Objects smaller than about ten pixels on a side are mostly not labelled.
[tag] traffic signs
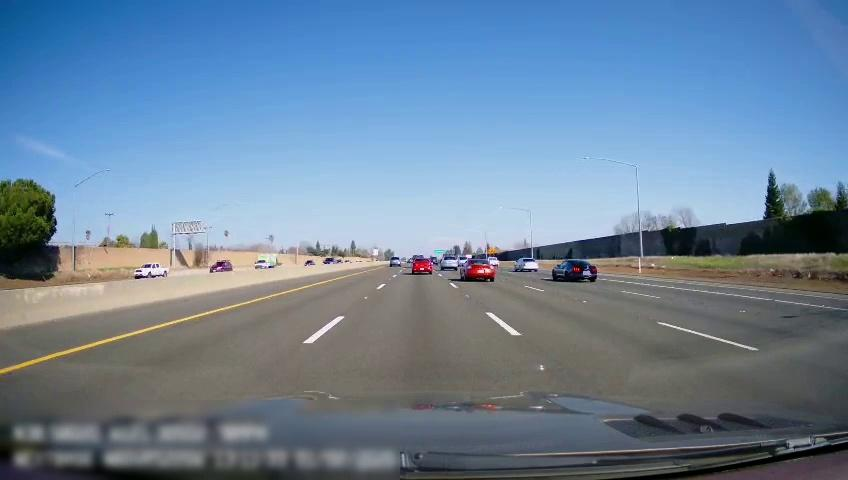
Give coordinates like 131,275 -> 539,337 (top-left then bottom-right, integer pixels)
432,249 -> 444,256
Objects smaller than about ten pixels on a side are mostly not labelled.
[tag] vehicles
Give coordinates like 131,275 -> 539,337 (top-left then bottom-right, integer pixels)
133,263 -> 169,279
209,260 -> 234,274
304,259 -> 317,266
430,256 -> 439,266
458,257 -> 467,267
458,258 -> 496,283
411,255 -> 425,260
253,255 -> 276,270
439,254 -> 459,270
411,257 -> 433,275
513,257 -> 540,272
486,256 -> 500,268
321,257 -> 338,265
388,255 -> 402,267
551,258 -> 599,283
